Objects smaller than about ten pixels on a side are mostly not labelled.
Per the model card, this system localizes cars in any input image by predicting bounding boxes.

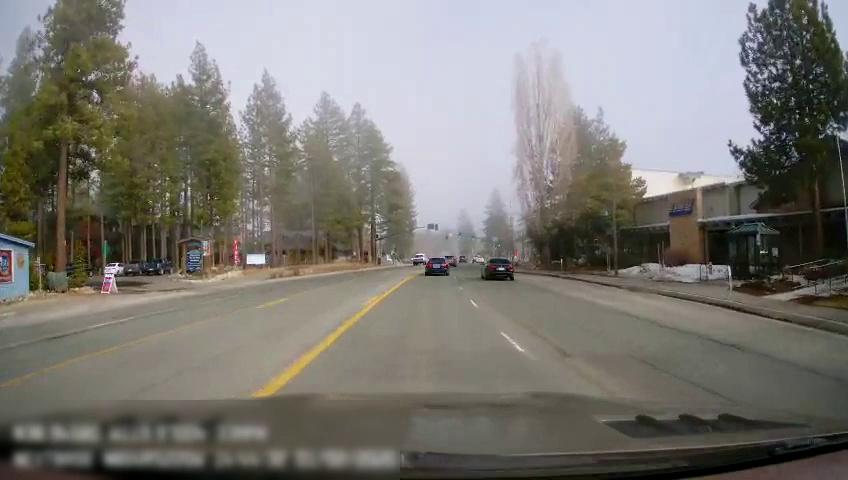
[480,257,514,281]
[103,262,124,277]
[424,257,450,277]
[146,258,176,276]
[444,255,457,267]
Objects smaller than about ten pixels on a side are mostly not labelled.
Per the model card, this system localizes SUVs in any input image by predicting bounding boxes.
[126,260,147,275]
[412,254,426,265]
